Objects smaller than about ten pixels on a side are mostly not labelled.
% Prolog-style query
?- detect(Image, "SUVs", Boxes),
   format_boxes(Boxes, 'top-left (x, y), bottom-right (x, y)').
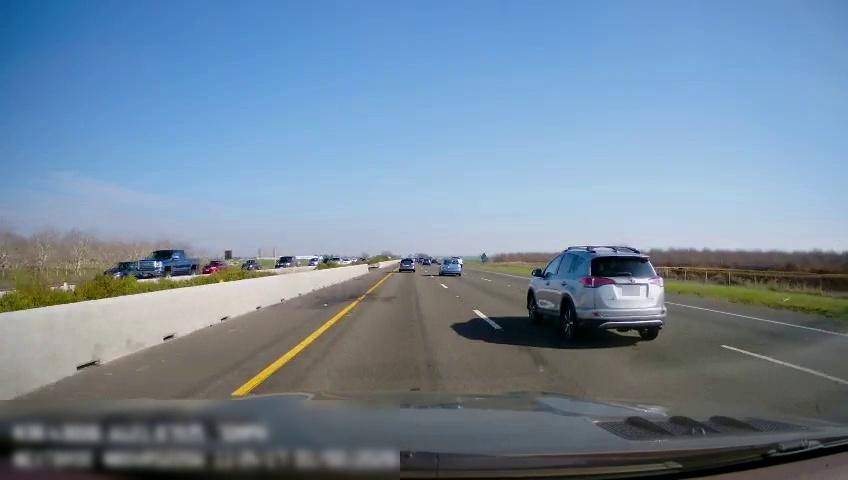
top-left (438, 257), bottom-right (462, 276)
top-left (104, 260), bottom-right (137, 281)
top-left (524, 245), bottom-right (667, 343)
top-left (274, 256), bottom-right (298, 269)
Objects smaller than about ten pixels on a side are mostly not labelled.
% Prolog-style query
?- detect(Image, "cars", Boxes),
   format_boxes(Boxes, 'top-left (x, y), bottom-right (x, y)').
top-left (240, 259), bottom-right (263, 271)
top-left (398, 258), bottom-right (416, 273)
top-left (203, 260), bottom-right (228, 274)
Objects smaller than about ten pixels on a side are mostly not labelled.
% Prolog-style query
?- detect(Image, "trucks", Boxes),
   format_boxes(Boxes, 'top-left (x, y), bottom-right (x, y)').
top-left (136, 248), bottom-right (201, 279)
